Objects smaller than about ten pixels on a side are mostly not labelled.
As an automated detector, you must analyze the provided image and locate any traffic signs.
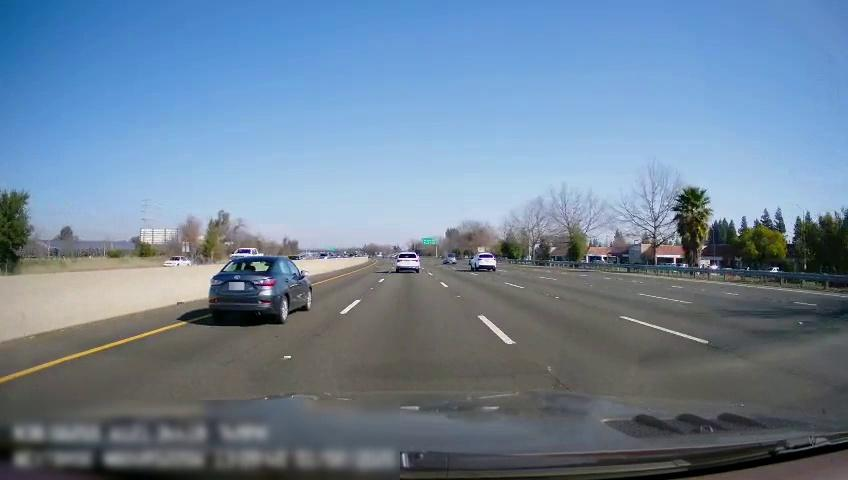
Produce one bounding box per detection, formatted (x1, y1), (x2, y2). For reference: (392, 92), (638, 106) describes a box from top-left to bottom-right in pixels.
(422, 238), (440, 247)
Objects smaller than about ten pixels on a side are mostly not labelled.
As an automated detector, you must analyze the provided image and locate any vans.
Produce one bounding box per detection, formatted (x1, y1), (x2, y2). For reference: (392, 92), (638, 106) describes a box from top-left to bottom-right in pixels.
(440, 252), (457, 266)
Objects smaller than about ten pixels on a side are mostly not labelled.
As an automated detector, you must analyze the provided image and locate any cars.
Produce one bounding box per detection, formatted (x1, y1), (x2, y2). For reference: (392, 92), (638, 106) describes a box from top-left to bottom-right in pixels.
(286, 255), (304, 261)
(162, 256), (192, 267)
(207, 255), (316, 327)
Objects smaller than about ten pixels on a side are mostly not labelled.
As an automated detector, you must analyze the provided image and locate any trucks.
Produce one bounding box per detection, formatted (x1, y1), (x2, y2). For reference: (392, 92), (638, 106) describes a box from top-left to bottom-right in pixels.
(230, 247), (264, 257)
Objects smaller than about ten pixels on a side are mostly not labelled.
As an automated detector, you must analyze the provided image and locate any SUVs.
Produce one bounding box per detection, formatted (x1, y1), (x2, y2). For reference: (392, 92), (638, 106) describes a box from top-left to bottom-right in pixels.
(395, 250), (421, 273)
(469, 253), (498, 273)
